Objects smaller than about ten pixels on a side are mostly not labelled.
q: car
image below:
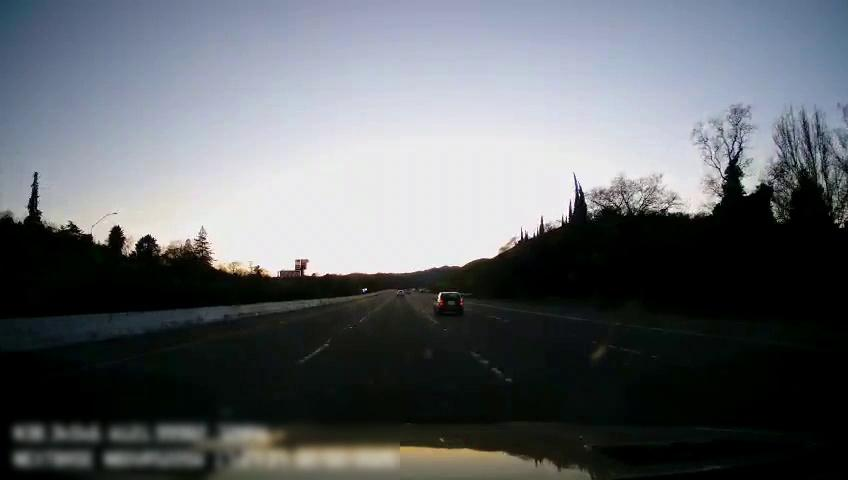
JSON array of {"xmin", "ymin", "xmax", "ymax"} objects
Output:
[{"xmin": 433, "ymin": 291, "xmax": 464, "ymax": 315}]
